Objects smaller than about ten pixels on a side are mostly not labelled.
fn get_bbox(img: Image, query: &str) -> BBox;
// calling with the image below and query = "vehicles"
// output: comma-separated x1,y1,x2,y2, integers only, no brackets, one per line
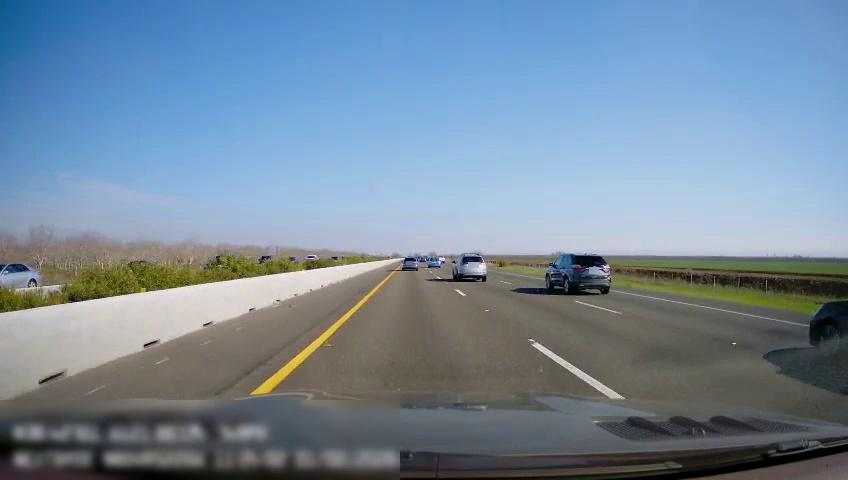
0,264,42,289
545,254,612,296
303,255,321,263
809,298,848,347
427,256,441,268
258,255,274,264
401,256,419,271
452,253,488,282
